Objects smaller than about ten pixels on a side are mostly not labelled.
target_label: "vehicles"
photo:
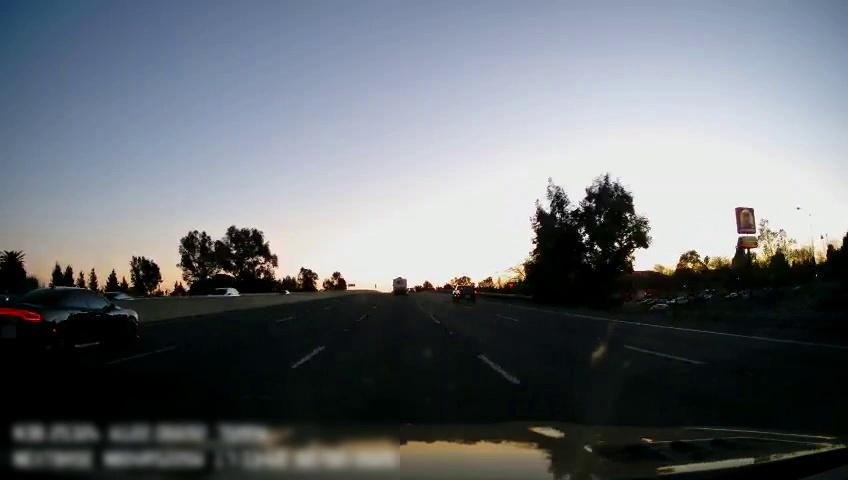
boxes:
[103,291,134,301]
[276,290,290,296]
[0,286,141,371]
[452,285,477,303]
[207,288,240,298]
[640,299,656,306]
[666,297,688,305]
[648,304,672,313]
[393,279,407,295]
[647,299,669,306]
